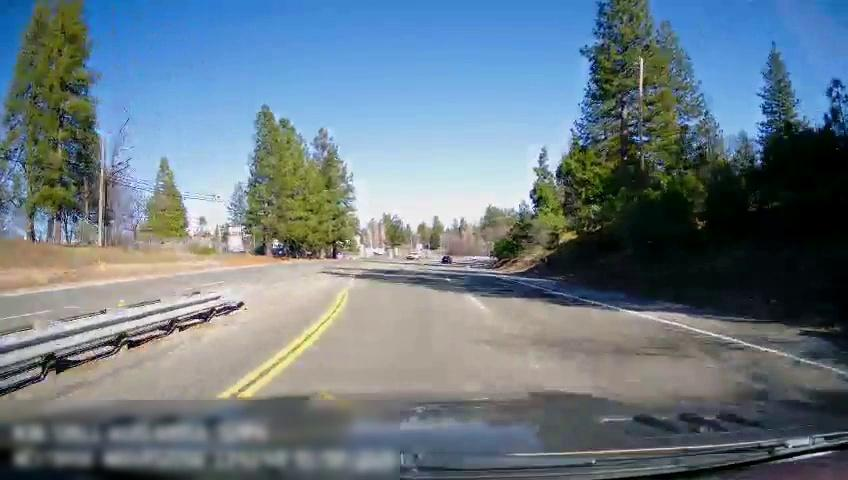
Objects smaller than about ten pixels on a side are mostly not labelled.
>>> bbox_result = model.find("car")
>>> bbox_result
[441,255,452,264]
